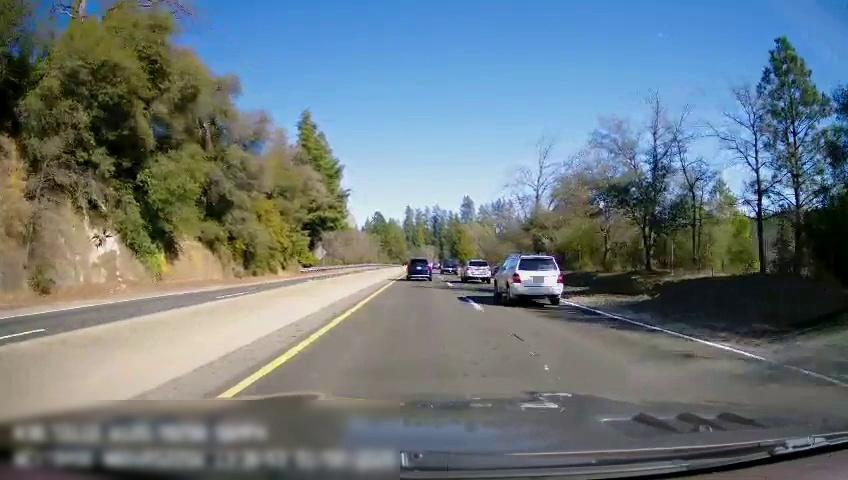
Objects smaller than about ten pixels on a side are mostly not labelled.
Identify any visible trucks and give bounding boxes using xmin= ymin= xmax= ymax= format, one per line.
xmin=440 ymin=262 xmax=458 ymax=275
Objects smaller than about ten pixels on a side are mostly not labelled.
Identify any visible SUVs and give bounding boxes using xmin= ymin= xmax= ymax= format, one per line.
xmin=492 ymin=255 xmax=564 ymax=307
xmin=460 ymin=259 xmax=492 ymax=283
xmin=405 ymin=259 xmax=432 ymax=281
